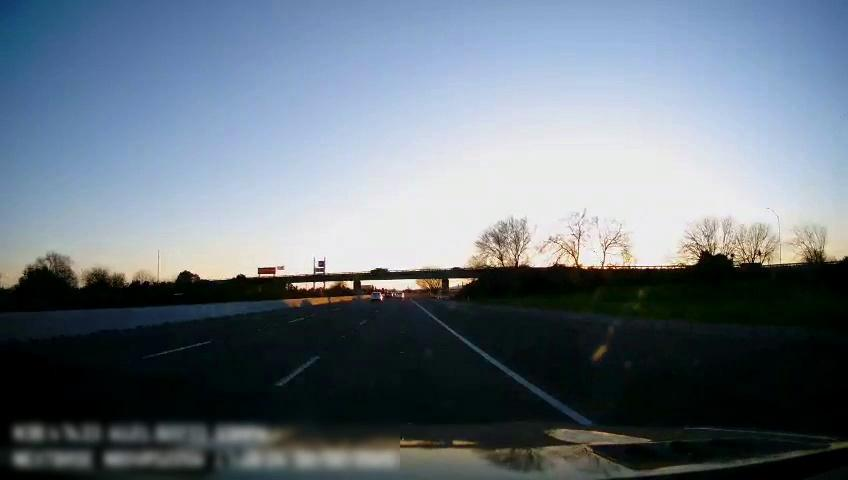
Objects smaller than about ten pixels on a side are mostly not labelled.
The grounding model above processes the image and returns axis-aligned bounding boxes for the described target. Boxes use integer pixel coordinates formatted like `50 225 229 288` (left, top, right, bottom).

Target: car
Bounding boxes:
370 292 383 302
